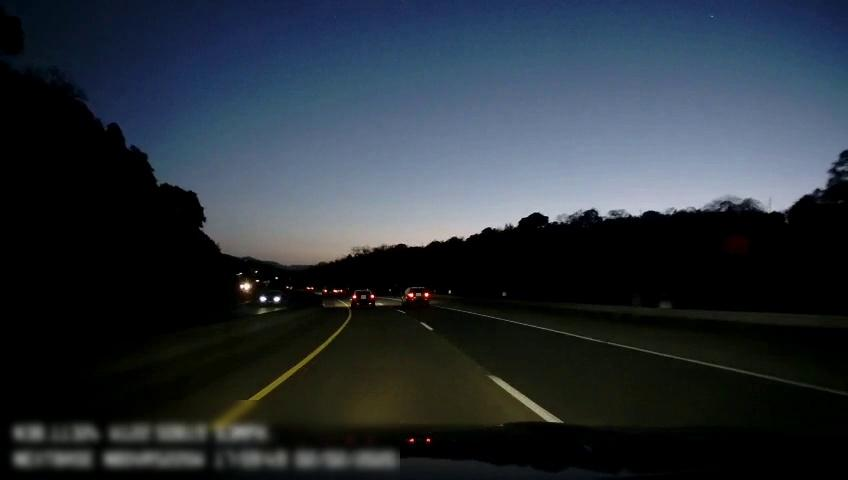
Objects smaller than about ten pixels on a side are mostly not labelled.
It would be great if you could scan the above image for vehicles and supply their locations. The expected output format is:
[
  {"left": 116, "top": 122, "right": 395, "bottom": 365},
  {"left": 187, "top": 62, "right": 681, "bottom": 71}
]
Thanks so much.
[
  {"left": 237, "top": 280, "right": 254, "bottom": 293},
  {"left": 350, "top": 289, "right": 376, "bottom": 308},
  {"left": 258, "top": 289, "right": 285, "bottom": 306},
  {"left": 403, "top": 286, "right": 430, "bottom": 304}
]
